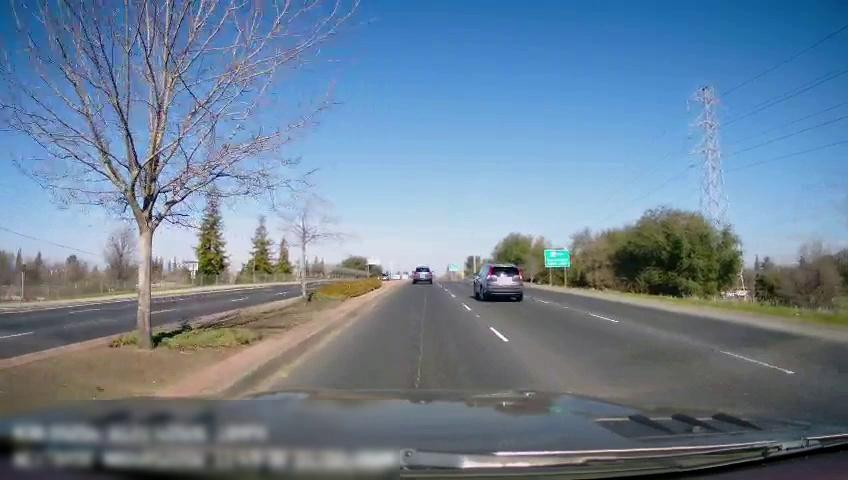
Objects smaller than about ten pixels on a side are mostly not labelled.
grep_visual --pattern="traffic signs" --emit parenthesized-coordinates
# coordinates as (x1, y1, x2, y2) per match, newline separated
(544, 248, 570, 267)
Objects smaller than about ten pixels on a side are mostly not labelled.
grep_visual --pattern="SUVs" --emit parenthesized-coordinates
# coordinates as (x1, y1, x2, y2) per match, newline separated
(470, 262, 526, 303)
(411, 266, 435, 285)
